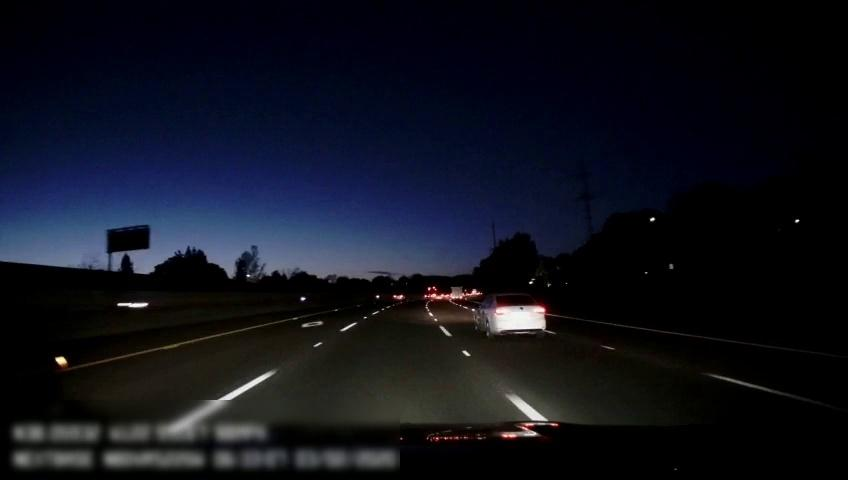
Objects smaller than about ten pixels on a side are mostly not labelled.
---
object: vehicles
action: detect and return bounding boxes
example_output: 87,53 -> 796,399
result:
473,292 -> 547,340
0,299 -> 62,442
452,286 -> 464,301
